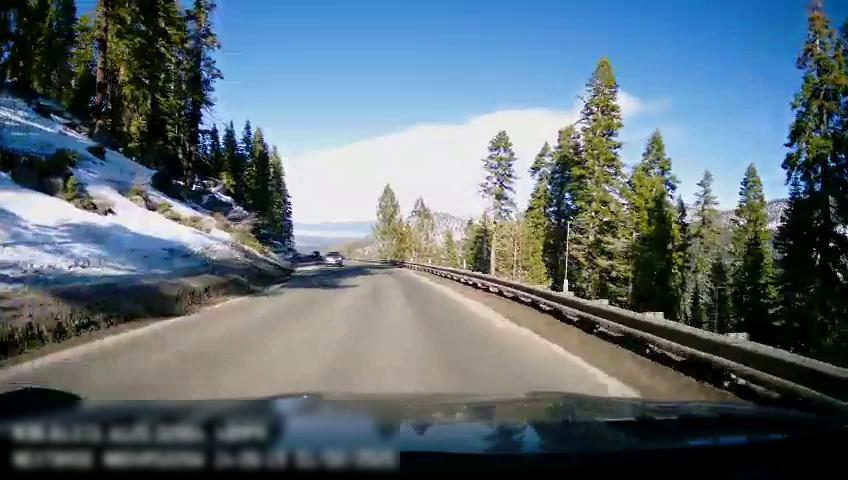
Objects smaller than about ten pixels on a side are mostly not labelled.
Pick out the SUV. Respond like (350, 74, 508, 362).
(323, 252, 344, 267)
